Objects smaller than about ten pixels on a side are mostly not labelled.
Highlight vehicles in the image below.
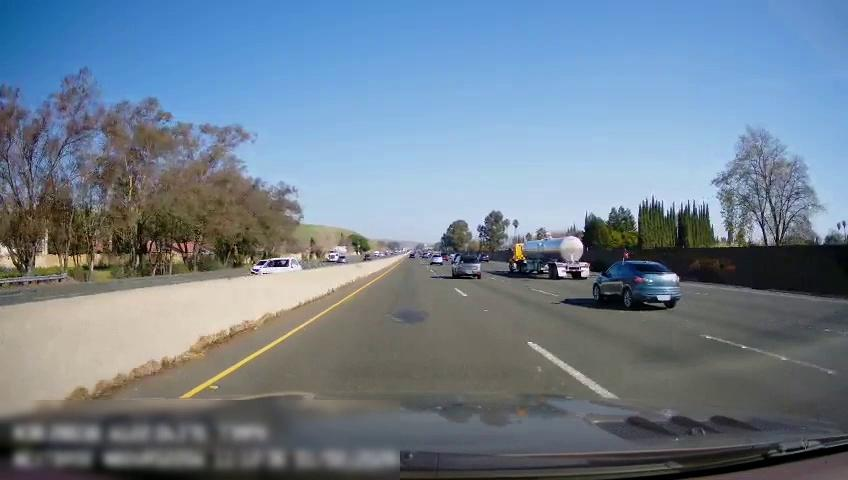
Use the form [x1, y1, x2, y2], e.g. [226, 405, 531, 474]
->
[508, 237, 589, 279]
[452, 256, 482, 279]
[592, 259, 680, 309]
[258, 257, 303, 275]
[249, 259, 268, 275]
[478, 252, 488, 262]
[335, 255, 348, 264]
[430, 253, 443, 265]
[362, 253, 373, 262]
[327, 246, 347, 263]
